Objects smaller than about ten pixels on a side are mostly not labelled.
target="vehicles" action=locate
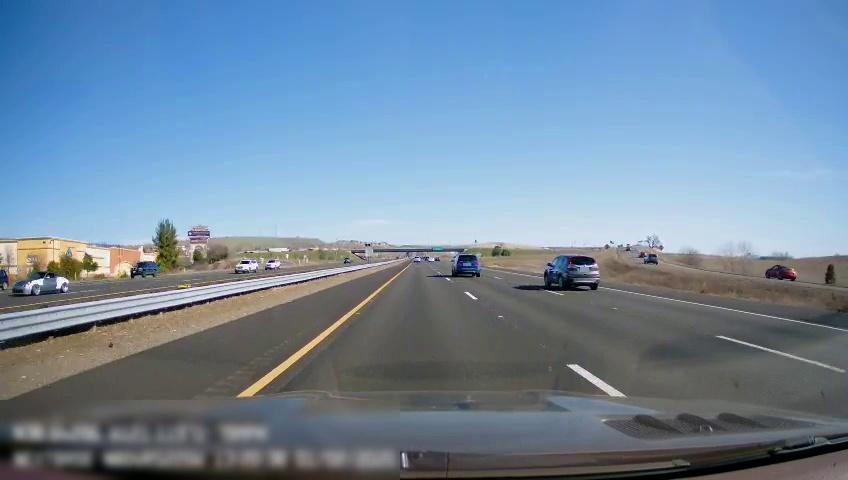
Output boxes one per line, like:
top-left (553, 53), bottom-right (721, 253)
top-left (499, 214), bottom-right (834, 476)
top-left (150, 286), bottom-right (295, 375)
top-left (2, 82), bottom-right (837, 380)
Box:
top-left (235, 260), bottom-right (259, 274)
top-left (765, 264), bottom-right (797, 281)
top-left (543, 254), bottom-right (600, 291)
top-left (343, 257), bottom-right (352, 265)
top-left (265, 258), bottom-right (280, 271)
top-left (130, 261), bottom-right (158, 279)
top-left (0, 269), bottom-right (10, 292)
top-left (450, 254), bottom-right (480, 278)
top-left (12, 271), bottom-right (69, 297)
top-left (643, 254), bottom-right (658, 265)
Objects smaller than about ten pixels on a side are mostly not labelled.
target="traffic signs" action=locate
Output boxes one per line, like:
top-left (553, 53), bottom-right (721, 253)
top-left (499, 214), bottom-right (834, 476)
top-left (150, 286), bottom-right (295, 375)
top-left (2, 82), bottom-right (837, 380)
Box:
top-left (432, 246), bottom-right (443, 251)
